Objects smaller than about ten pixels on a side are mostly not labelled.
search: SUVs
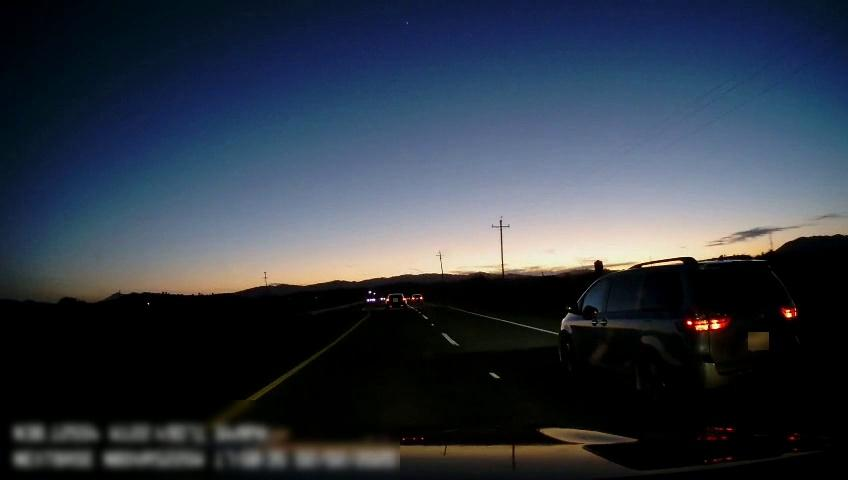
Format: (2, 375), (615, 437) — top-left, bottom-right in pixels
(410, 293), (424, 306)
(384, 293), (407, 313)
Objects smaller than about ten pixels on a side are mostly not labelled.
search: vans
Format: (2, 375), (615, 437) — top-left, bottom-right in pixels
(558, 256), (804, 407)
